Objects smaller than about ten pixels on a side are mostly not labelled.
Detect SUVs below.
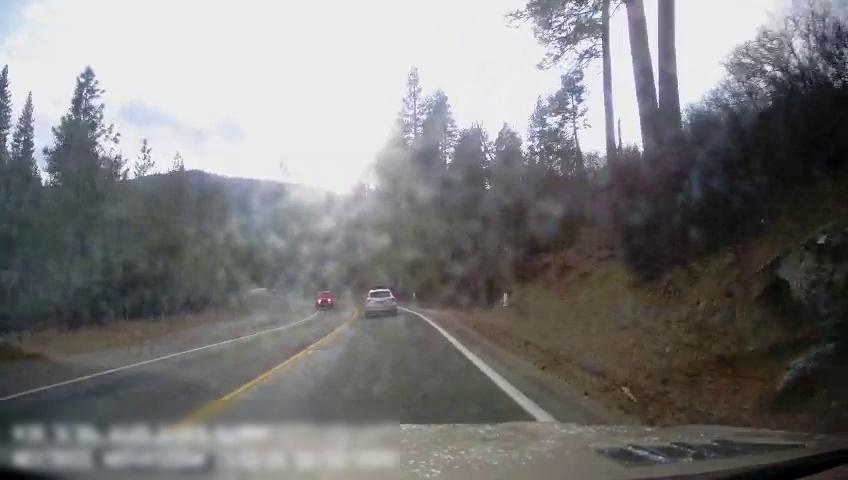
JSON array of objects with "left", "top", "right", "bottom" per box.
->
[
  {"left": 365, "top": 288, "right": 398, "bottom": 317},
  {"left": 315, "top": 291, "right": 334, "bottom": 309}
]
